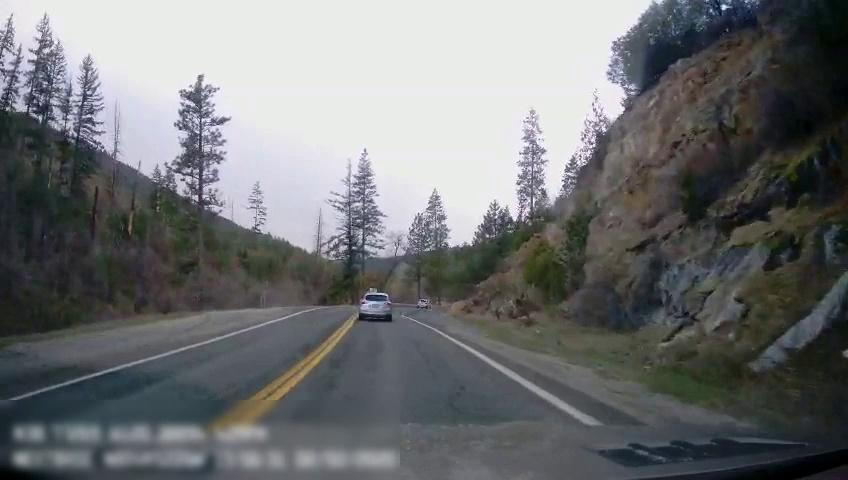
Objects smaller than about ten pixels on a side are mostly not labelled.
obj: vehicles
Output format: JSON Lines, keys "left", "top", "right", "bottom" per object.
{"left": 359, "top": 292, "right": 393, "bottom": 322}
{"left": 417, "top": 298, "right": 431, "bottom": 310}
